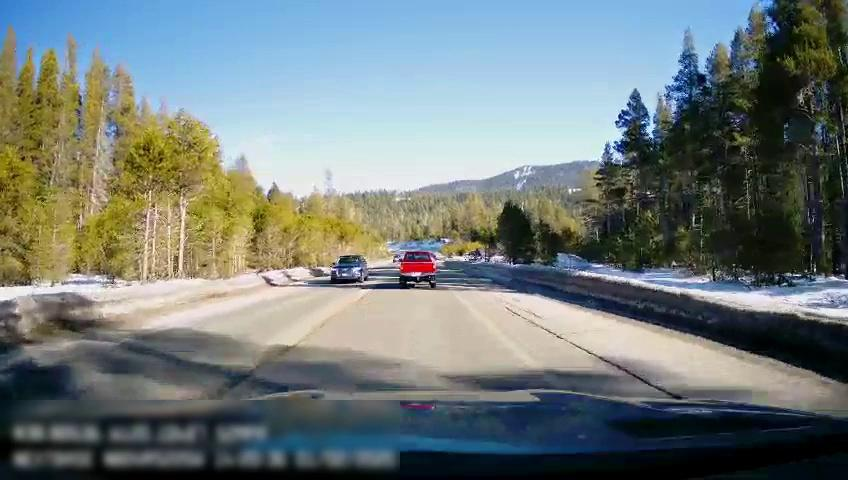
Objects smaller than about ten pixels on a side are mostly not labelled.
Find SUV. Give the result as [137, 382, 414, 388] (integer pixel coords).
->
[330, 254, 369, 284]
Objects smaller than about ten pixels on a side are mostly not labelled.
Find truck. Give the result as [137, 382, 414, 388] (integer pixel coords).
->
[397, 250, 439, 289]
